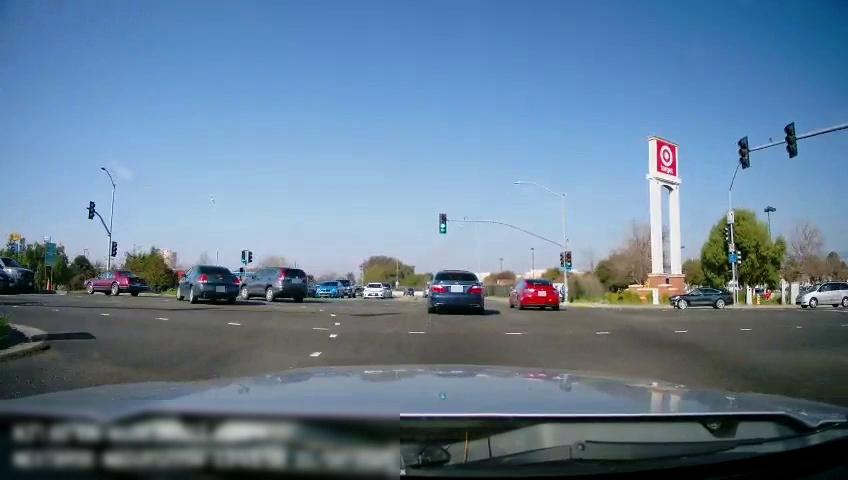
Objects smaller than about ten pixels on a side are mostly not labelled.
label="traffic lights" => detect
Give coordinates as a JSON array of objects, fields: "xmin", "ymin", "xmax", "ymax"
[
  {"xmin": 559, "ymin": 251, "xmax": 566, "ymax": 272},
  {"xmin": 87, "ymin": 199, "xmax": 97, "ymax": 221},
  {"xmin": 110, "ymin": 239, "xmax": 119, "ymax": 258},
  {"xmin": 724, "ymin": 226, "xmax": 731, "ymax": 242},
  {"xmin": 736, "ymin": 134, "xmax": 753, "ymax": 171},
  {"xmin": 783, "ymin": 119, "xmax": 800, "ymax": 160},
  {"xmin": 733, "ymin": 249, "xmax": 743, "ymax": 265},
  {"xmin": 438, "ymin": 213, "xmax": 448, "ymax": 235},
  {"xmin": 565, "ymin": 250, "xmax": 573, "ymax": 270},
  {"xmin": 246, "ymin": 249, "xmax": 254, "ymax": 264},
  {"xmin": 240, "ymin": 249, "xmax": 247, "ymax": 264}
]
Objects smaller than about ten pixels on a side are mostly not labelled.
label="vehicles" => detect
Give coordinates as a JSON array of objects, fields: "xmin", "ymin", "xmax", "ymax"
[
  {"xmin": 314, "ymin": 280, "xmax": 346, "ymax": 299},
  {"xmin": 85, "ymin": 269, "xmax": 146, "ymax": 297},
  {"xmin": 0, "ymin": 265, "xmax": 10, "ymax": 294},
  {"xmin": 353, "ymin": 286, "xmax": 366, "ymax": 297},
  {"xmin": 362, "ymin": 282, "xmax": 387, "ymax": 300},
  {"xmin": 301, "ymin": 281, "xmax": 324, "ymax": 298},
  {"xmin": 509, "ymin": 278, "xmax": 561, "ymax": 311},
  {"xmin": 175, "ymin": 265, "xmax": 241, "ymax": 305},
  {"xmin": 426, "ymin": 268, "xmax": 485, "ymax": 314},
  {"xmin": 423, "ymin": 279, "xmax": 435, "ymax": 298},
  {"xmin": 795, "ymin": 281, "xmax": 848, "ymax": 309},
  {"xmin": 669, "ymin": 285, "xmax": 735, "ymax": 311},
  {"xmin": 381, "ymin": 283, "xmax": 393, "ymax": 298},
  {"xmin": 403, "ymin": 287, "xmax": 415, "ymax": 296},
  {"xmin": 335, "ymin": 279, "xmax": 357, "ymax": 299},
  {"xmin": 240, "ymin": 267, "xmax": 309, "ymax": 303},
  {"xmin": 0, "ymin": 256, "xmax": 35, "ymax": 294}
]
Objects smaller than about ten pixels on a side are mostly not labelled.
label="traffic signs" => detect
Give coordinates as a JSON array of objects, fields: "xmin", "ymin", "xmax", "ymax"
[
  {"xmin": 44, "ymin": 240, "xmax": 60, "ymax": 267},
  {"xmin": 727, "ymin": 242, "xmax": 736, "ymax": 253},
  {"xmin": 727, "ymin": 253, "xmax": 738, "ymax": 264}
]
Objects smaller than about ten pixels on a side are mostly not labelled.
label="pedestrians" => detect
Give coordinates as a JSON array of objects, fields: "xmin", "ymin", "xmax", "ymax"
[{"xmin": 558, "ymin": 284, "xmax": 566, "ymax": 303}]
